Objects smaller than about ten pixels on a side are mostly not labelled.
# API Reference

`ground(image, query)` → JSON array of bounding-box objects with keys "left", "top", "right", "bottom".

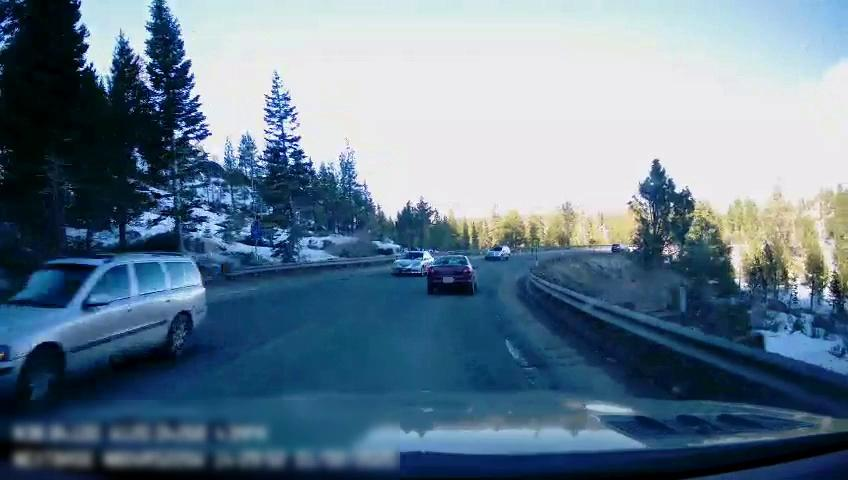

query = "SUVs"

[{"left": 484, "top": 245, "right": 511, "bottom": 261}]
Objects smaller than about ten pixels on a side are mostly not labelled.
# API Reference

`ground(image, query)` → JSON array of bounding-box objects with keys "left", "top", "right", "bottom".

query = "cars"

[
  {"left": 0, "top": 251, "right": 208, "bottom": 422},
  {"left": 392, "top": 251, "right": 435, "bottom": 278},
  {"left": 425, "top": 255, "right": 474, "bottom": 295}
]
